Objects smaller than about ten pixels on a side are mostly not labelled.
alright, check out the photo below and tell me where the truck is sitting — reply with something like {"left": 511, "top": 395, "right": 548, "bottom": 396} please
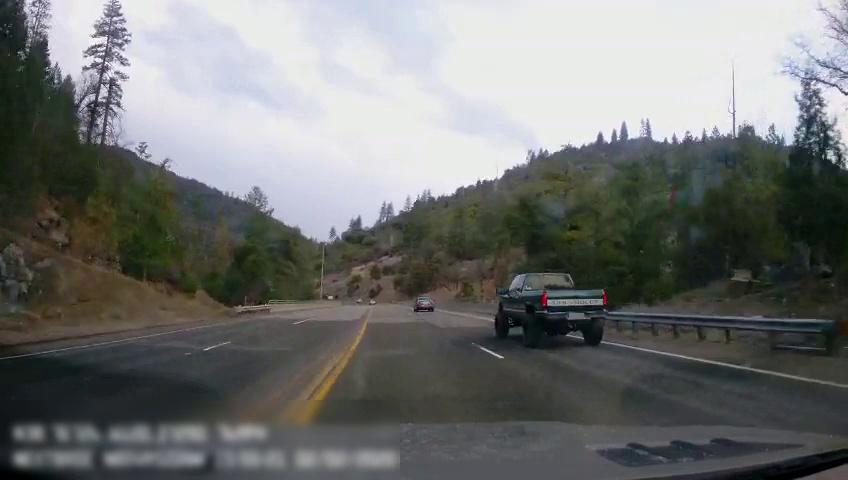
{"left": 494, "top": 273, "right": 609, "bottom": 347}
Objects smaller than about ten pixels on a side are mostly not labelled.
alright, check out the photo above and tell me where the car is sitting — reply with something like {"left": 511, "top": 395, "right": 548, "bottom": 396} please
{"left": 412, "top": 296, "right": 434, "bottom": 312}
